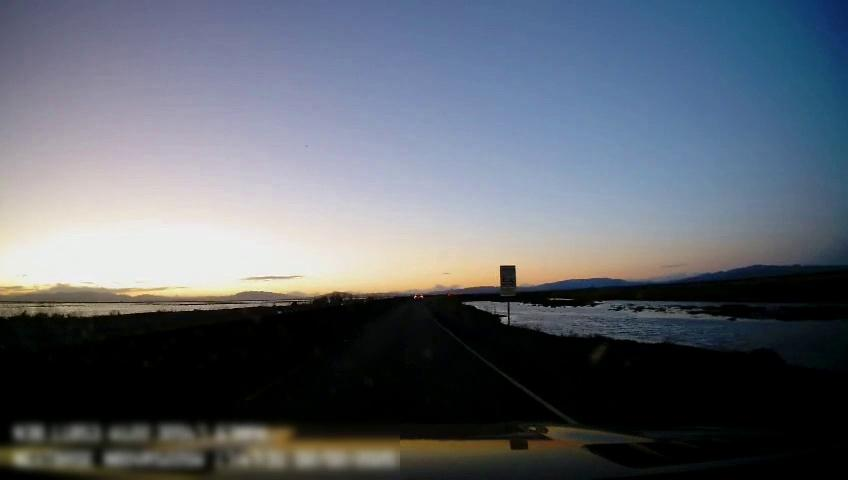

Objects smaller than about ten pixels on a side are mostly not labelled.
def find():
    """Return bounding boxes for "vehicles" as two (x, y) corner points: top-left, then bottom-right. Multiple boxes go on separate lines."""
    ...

(413, 293), (424, 301)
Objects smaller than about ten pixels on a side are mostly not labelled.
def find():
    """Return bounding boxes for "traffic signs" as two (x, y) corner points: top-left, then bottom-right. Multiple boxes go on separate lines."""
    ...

(499, 286), (516, 297)
(499, 265), (517, 287)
